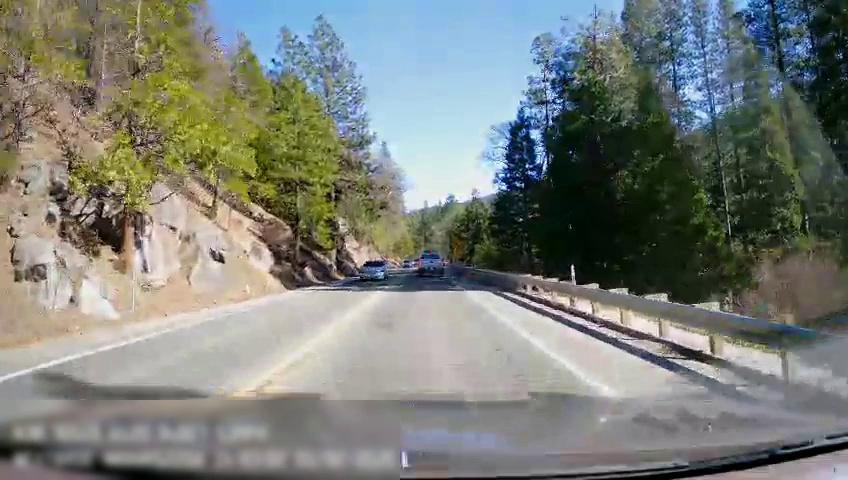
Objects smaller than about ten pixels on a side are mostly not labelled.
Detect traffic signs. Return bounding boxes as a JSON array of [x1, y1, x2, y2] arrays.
[[453, 248, 465, 260], [452, 238, 465, 249]]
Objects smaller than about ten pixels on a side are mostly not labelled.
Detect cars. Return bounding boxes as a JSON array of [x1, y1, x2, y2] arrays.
[[358, 260, 390, 281]]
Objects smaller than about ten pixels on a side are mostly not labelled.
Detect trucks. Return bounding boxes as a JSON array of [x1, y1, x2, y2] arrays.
[[417, 253, 445, 277]]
